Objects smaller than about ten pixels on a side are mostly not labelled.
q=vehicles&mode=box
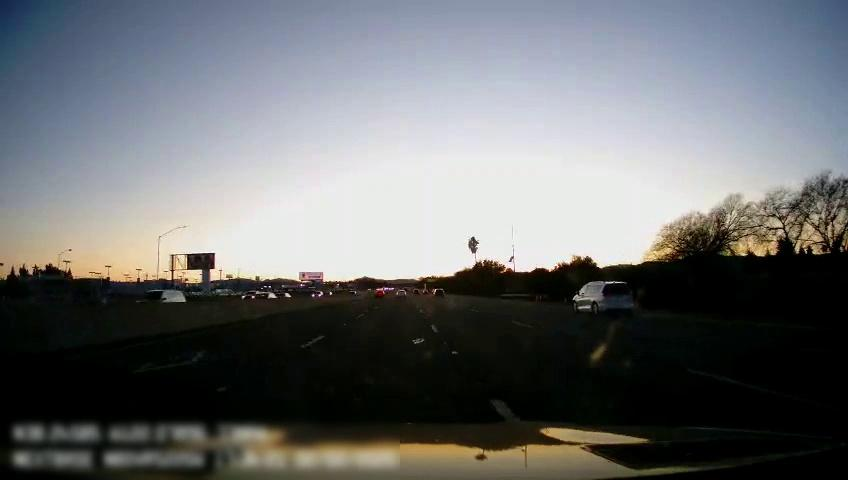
[275,293,292,299]
[311,291,324,298]
[346,291,359,296]
[433,288,445,297]
[571,281,634,317]
[395,289,407,298]
[374,290,385,298]
[241,290,262,300]
[250,292,278,300]
[136,290,187,305]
